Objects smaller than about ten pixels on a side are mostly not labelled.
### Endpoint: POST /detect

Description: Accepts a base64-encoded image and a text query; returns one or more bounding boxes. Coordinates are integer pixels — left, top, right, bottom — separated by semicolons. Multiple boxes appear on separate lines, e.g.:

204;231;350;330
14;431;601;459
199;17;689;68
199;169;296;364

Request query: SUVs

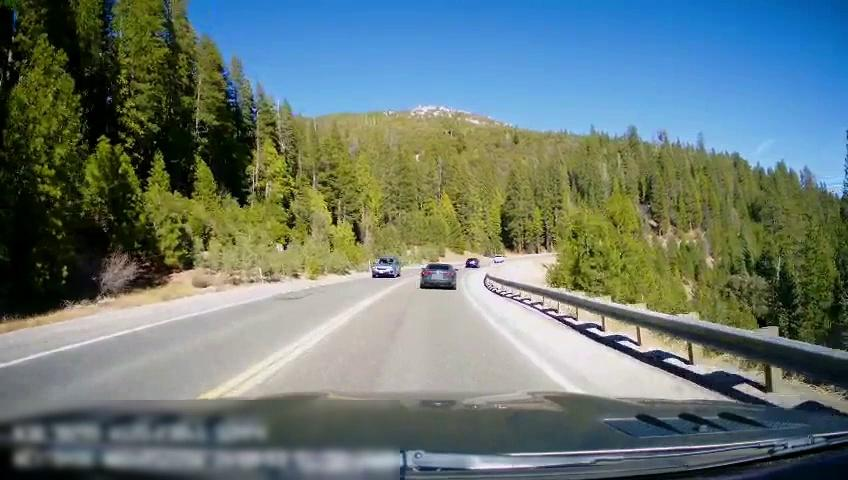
371;257;400;278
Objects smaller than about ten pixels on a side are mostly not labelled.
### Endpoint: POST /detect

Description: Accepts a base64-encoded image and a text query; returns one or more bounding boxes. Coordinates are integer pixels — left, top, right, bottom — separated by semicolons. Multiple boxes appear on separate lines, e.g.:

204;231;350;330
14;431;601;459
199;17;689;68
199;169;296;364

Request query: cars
419;263;457;291
465;256;480;269
493;255;505;264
